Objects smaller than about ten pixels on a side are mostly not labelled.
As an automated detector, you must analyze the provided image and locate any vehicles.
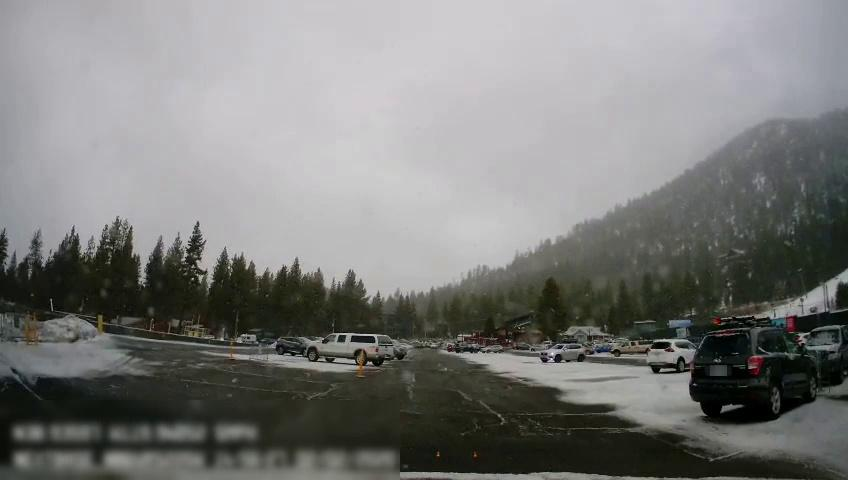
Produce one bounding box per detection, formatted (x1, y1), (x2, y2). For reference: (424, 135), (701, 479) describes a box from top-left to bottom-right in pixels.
(455, 342), (481, 353)
(541, 343), (588, 364)
(687, 326), (819, 421)
(805, 324), (848, 384)
(305, 332), (396, 367)
(276, 335), (313, 357)
(393, 339), (407, 360)
(481, 344), (504, 353)
(647, 339), (698, 374)
(610, 340), (651, 358)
